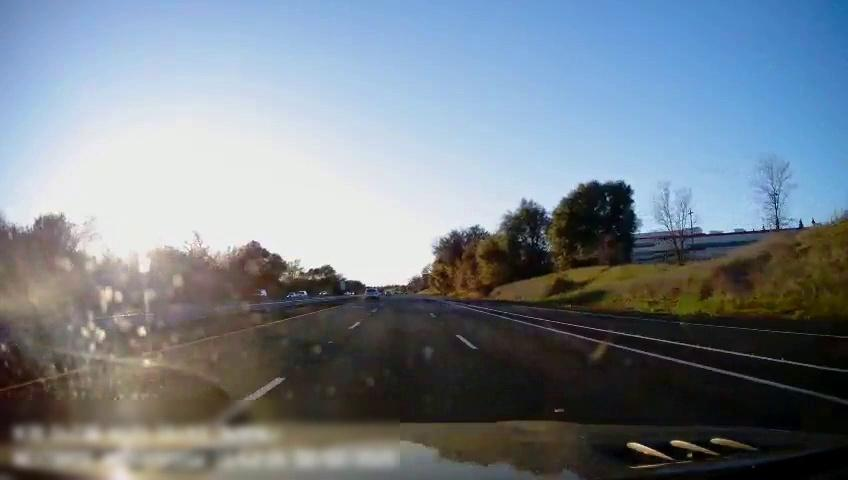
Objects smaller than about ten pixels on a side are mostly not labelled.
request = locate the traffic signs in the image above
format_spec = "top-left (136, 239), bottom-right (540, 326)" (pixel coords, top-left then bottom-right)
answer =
top-left (339, 277), bottom-right (346, 292)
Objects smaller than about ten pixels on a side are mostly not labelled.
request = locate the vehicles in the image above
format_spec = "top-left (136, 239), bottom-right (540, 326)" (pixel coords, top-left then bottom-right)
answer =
top-left (251, 289), bottom-right (269, 300)
top-left (286, 292), bottom-right (297, 301)
top-left (363, 286), bottom-right (381, 301)
top-left (296, 290), bottom-right (308, 299)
